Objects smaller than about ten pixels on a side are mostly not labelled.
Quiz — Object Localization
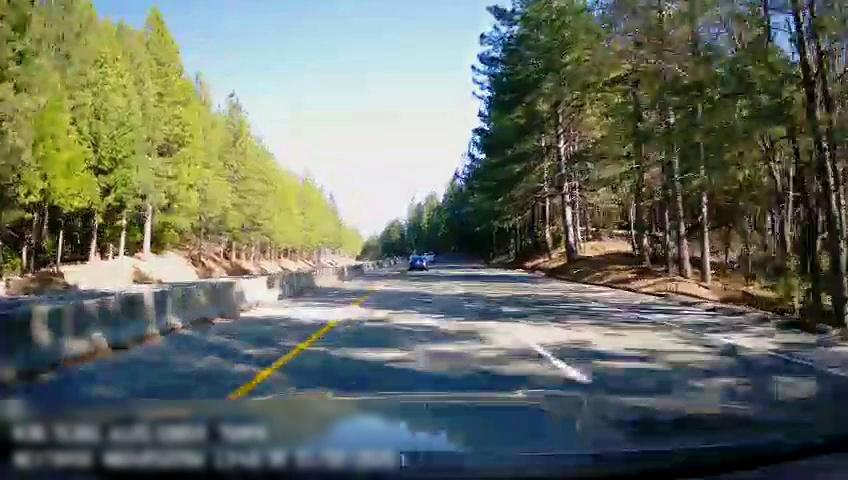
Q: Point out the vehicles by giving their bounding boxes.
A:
[422,252,434,262]
[408,255,427,271]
